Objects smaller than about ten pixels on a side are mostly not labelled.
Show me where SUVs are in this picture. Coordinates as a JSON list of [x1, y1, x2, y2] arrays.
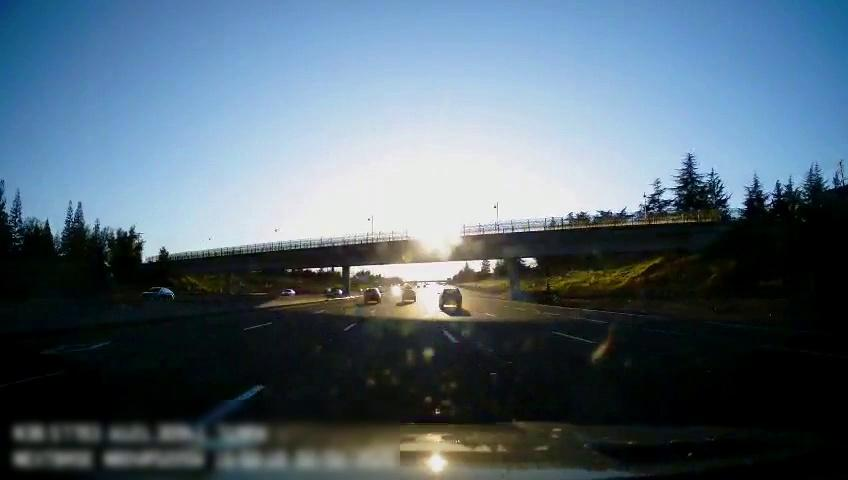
[[363, 287, 382, 304], [436, 287, 463, 311]]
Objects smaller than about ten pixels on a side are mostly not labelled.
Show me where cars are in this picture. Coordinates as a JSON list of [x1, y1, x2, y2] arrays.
[[279, 288, 296, 297], [401, 285, 417, 303], [140, 286, 175, 305]]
